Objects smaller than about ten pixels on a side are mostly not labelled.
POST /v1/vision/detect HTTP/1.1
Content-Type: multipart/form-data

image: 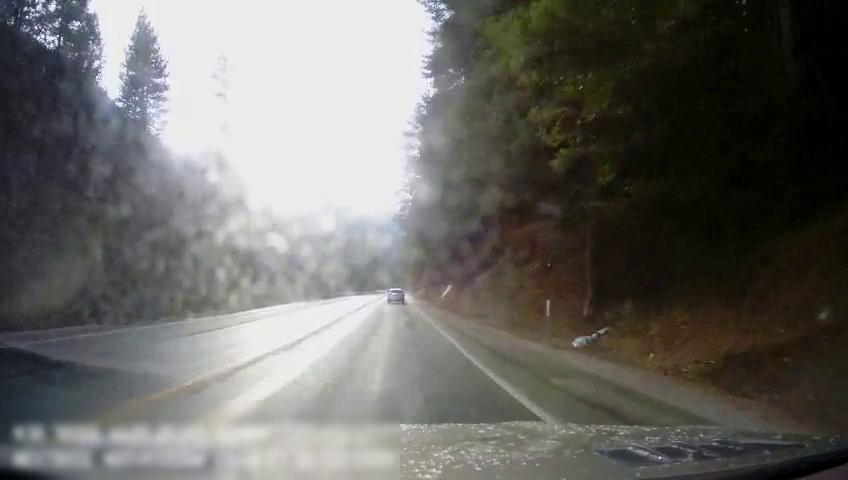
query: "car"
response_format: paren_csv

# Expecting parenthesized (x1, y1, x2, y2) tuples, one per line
(387, 287, 405, 305)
